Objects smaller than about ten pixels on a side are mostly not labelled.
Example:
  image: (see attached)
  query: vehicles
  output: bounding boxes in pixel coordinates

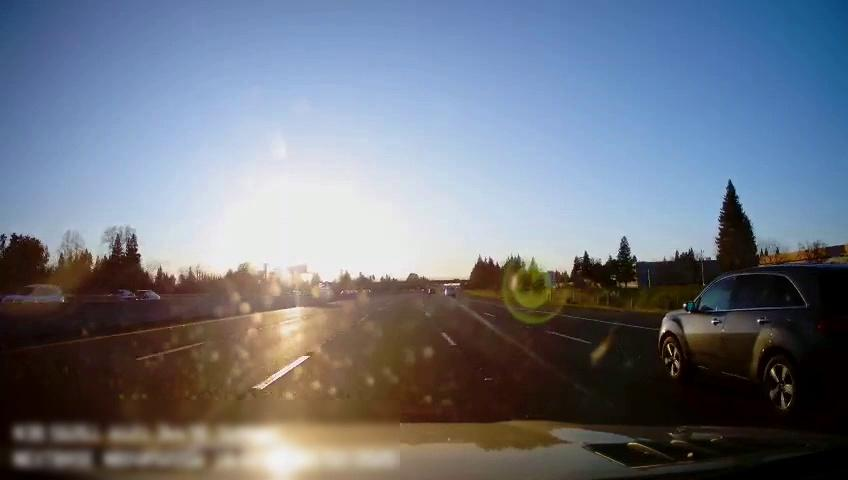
[1,282,65,305]
[443,287,457,299]
[103,289,135,303]
[656,264,848,421]
[120,289,161,302]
